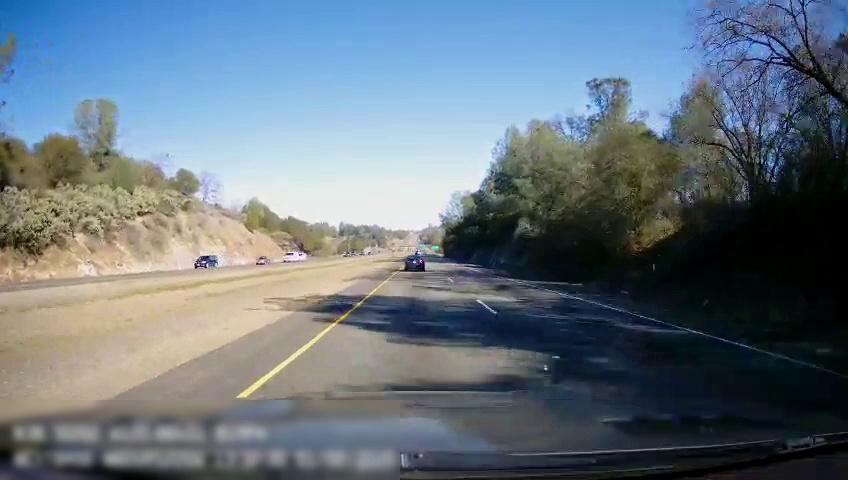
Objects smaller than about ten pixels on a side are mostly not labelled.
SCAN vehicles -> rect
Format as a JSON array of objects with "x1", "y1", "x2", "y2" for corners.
[
  {"x1": 298, "y1": 252, "x2": 308, "y2": 260},
  {"x1": 193, "y1": 255, "x2": 219, "y2": 270},
  {"x1": 254, "y1": 256, "x2": 271, "y2": 264},
  {"x1": 282, "y1": 252, "x2": 299, "y2": 262},
  {"x1": 405, "y1": 256, "x2": 425, "y2": 272}
]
